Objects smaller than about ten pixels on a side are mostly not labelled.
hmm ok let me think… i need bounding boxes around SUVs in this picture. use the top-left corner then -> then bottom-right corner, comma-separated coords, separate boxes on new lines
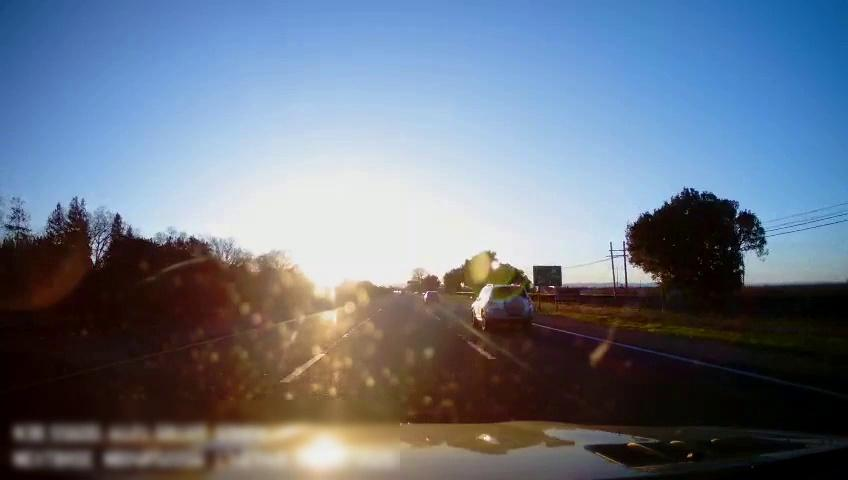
470,283 -> 535,336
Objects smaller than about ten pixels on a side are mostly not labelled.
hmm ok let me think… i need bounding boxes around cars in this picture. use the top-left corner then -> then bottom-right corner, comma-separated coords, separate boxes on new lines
424,291 -> 439,304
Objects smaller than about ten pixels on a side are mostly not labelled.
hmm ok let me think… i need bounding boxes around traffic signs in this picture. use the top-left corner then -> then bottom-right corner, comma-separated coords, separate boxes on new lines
407,280 -> 418,285
532,265 -> 563,286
